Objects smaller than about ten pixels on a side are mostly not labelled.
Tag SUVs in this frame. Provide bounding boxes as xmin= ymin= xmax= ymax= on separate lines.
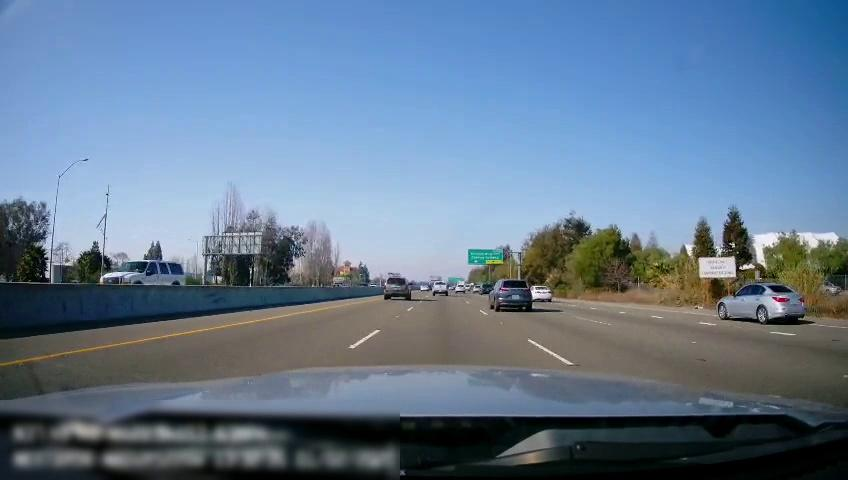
xmin=454 ymin=283 xmax=466 ymax=294
xmin=488 ymin=279 xmax=533 ymax=313
xmin=431 ymin=280 xmax=450 ymax=297
xmin=383 ymin=277 xmax=414 ymax=301
xmin=98 ymin=258 xmax=187 ymax=285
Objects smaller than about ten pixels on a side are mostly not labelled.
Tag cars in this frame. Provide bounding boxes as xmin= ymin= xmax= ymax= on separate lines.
xmin=716 ymin=281 xmax=805 ymax=326
xmin=528 ymin=285 xmax=552 ymax=303
xmin=479 ymin=284 xmax=492 ymax=296
xmin=817 ymin=280 xmax=841 ymax=297
xmin=419 ymin=283 xmax=429 ymax=292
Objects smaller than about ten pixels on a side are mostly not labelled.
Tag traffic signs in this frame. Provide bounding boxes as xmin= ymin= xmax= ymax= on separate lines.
xmin=467 ymin=248 xmax=504 ymax=265
xmin=697 ymin=256 xmax=737 ymax=279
